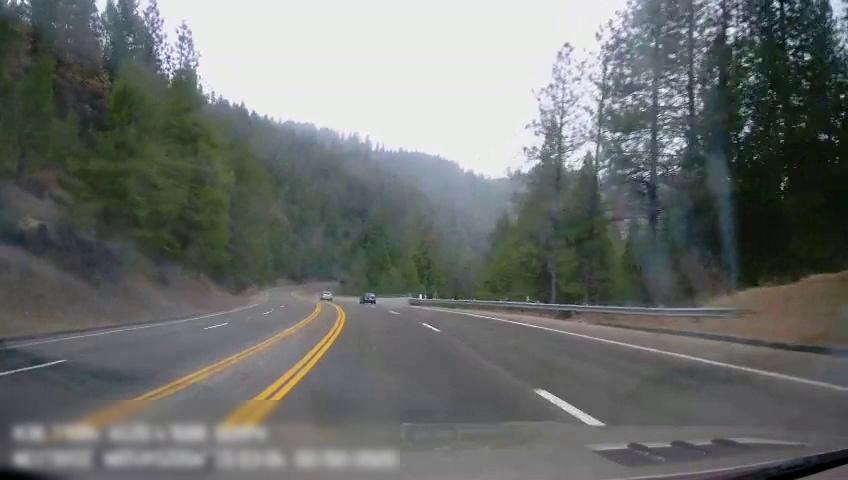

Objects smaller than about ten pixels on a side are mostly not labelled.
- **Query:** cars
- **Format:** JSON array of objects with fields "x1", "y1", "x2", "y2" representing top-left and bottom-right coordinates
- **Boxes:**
[
  {"x1": 360, "y1": 293, "x2": 378, "y2": 305},
  {"x1": 319, "y1": 291, "x2": 334, "y2": 302}
]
